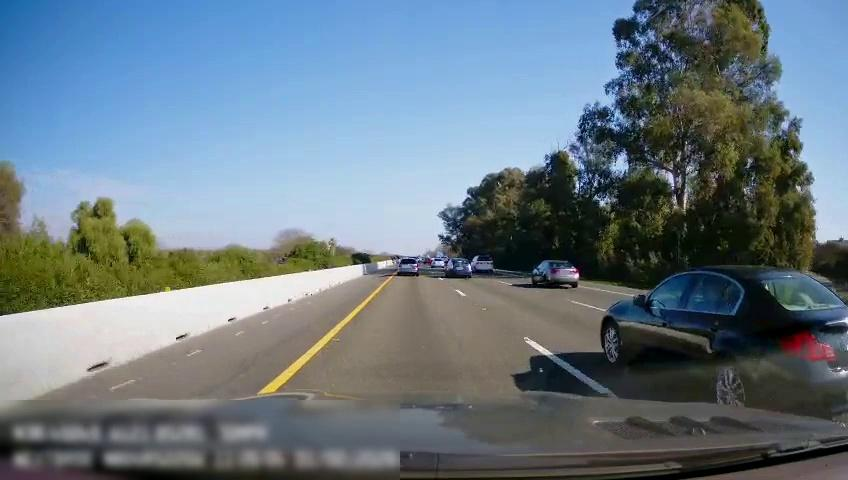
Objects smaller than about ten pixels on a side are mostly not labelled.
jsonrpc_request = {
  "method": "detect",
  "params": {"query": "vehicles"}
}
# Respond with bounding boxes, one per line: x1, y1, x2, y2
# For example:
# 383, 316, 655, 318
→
423, 257, 433, 265
396, 257, 420, 276
444, 258, 473, 279
470, 254, 495, 275
529, 259, 579, 288
598, 265, 848, 420
430, 257, 445, 269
